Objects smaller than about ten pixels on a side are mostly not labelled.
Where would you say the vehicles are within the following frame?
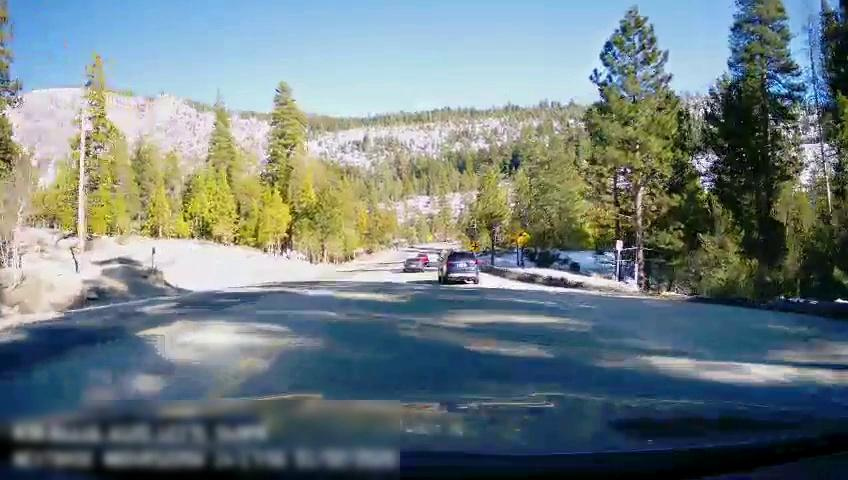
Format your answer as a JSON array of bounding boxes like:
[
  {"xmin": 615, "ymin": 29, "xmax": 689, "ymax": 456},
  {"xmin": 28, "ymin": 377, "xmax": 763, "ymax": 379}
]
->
[
  {"xmin": 418, "ymin": 253, "xmax": 430, "ymax": 268},
  {"xmin": 437, "ymin": 249, "xmax": 481, "ymax": 285},
  {"xmin": 403, "ymin": 258, "xmax": 424, "ymax": 272}
]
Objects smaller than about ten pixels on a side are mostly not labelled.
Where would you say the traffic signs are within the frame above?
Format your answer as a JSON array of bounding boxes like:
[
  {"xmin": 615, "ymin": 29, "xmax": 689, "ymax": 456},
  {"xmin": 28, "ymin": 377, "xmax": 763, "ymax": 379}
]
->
[
  {"xmin": 468, "ymin": 239, "xmax": 482, "ymax": 255},
  {"xmin": 515, "ymin": 229, "xmax": 532, "ymax": 249}
]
